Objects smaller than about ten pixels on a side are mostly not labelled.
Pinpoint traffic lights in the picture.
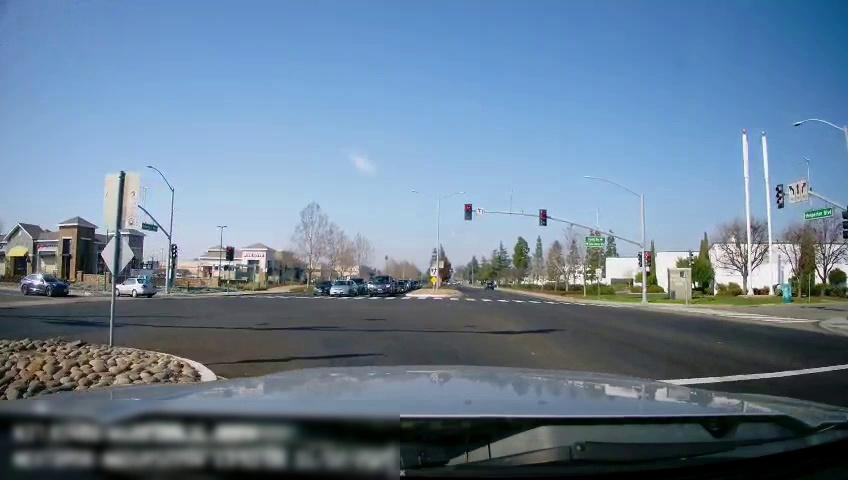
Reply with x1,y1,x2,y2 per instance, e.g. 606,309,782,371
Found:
171,244,178,260
464,203,473,221
637,251,643,267
775,184,785,209
225,248,230,260
538,208,548,227
643,250,650,266
842,212,848,241
229,247,234,261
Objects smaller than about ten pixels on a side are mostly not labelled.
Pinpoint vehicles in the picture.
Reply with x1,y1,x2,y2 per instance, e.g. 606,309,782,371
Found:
20,273,69,297
115,277,156,297
367,276,395,296
395,280,407,296
312,281,332,296
329,280,360,296
352,279,367,296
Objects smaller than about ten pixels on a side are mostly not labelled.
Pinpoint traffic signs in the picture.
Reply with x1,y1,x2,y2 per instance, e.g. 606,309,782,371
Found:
584,235,609,248
801,206,835,224
787,182,808,200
